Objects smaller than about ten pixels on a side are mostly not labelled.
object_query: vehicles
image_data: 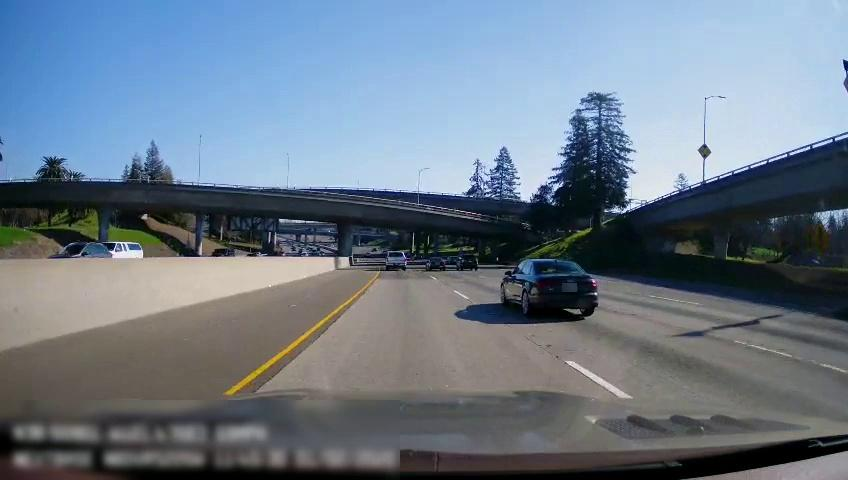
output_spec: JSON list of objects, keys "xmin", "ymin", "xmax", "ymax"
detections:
[
  {"xmin": 99, "ymin": 241, "xmax": 144, "ymax": 259},
  {"xmin": 456, "ymin": 254, "xmax": 480, "ymax": 272},
  {"xmin": 47, "ymin": 241, "xmax": 113, "ymax": 260},
  {"xmin": 245, "ymin": 251, "xmax": 268, "ymax": 258},
  {"xmin": 499, "ymin": 257, "xmax": 599, "ymax": 317},
  {"xmin": 425, "ymin": 256, "xmax": 446, "ymax": 272},
  {"xmin": 385, "ymin": 250, "xmax": 407, "ymax": 272},
  {"xmin": 211, "ymin": 247, "xmax": 236, "ymax": 258}
]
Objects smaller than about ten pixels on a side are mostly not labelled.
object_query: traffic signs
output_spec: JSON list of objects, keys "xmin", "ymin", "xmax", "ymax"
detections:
[
  {"xmin": 843, "ymin": 73, "xmax": 848, "ymax": 93},
  {"xmin": 257, "ymin": 216, "xmax": 279, "ymax": 231},
  {"xmin": 697, "ymin": 143, "xmax": 712, "ymax": 160},
  {"xmin": 228, "ymin": 215, "xmax": 255, "ymax": 230}
]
